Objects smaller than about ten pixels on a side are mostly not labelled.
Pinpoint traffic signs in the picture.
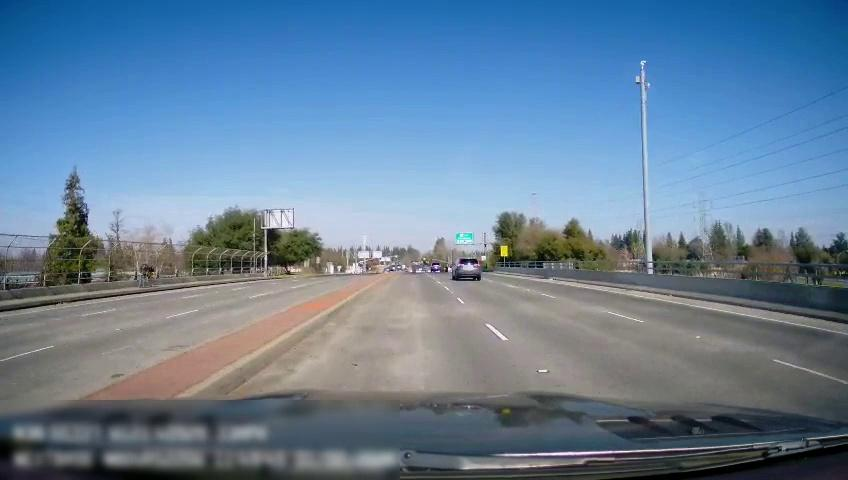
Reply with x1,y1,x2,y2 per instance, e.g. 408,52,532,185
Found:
455,232,474,243
500,245,508,257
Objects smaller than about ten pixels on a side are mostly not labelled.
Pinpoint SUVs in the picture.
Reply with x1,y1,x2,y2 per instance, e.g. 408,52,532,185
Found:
430,262,442,273
451,257,482,282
